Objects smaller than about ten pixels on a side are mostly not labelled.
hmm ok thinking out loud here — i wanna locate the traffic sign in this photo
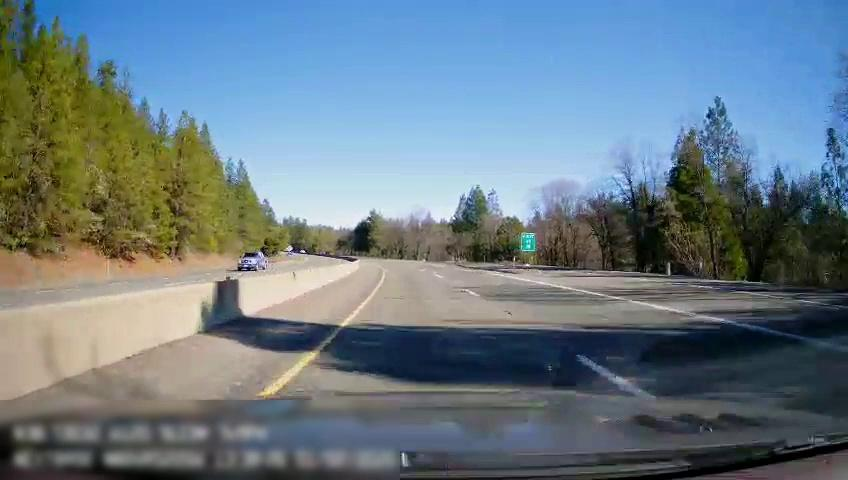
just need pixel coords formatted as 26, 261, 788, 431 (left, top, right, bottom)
520, 232, 536, 251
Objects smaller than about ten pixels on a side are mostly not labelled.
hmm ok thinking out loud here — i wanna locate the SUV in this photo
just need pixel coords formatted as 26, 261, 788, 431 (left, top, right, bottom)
237, 251, 269, 270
